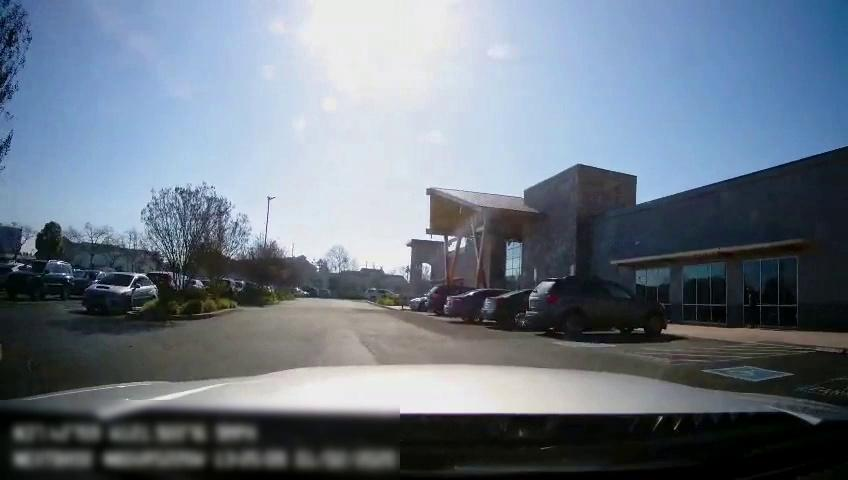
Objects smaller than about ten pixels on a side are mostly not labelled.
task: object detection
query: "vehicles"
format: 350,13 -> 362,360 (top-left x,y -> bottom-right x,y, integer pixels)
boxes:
67,269 -> 119,290
408,289 -> 450,313
526,277 -> 667,339
0,263 -> 44,285
481,288 -> 564,329
228,280 -> 248,296
291,287 -> 309,298
366,287 -> 400,303
81,272 -> 158,313
145,271 -> 182,293
6,260 -> 77,301
223,279 -> 238,299
424,286 -> 480,316
446,288 -> 523,325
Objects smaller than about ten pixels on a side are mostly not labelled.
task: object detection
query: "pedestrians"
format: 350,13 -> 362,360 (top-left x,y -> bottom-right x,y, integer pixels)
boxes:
745,287 -> 757,325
